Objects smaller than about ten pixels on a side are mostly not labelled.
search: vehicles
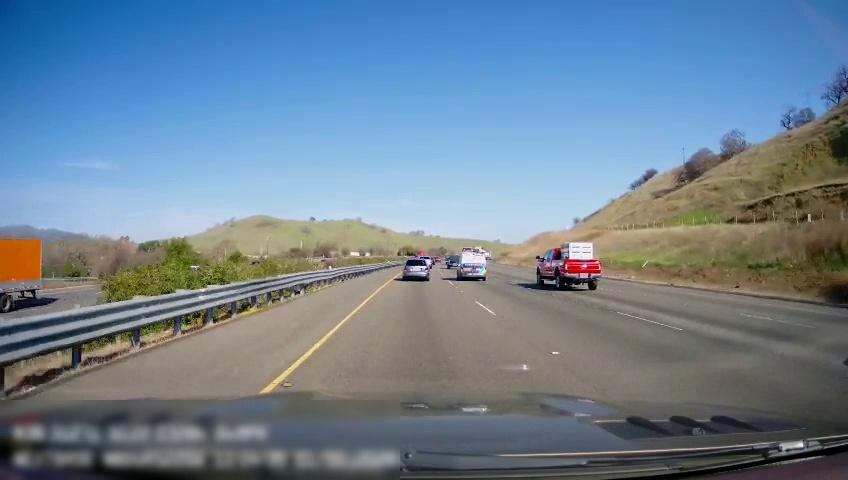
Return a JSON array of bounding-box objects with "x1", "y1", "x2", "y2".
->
[
  {"x1": 447, "y1": 255, "x2": 462, "y2": 270},
  {"x1": 403, "y1": 258, "x2": 429, "y2": 281},
  {"x1": 415, "y1": 255, "x2": 433, "y2": 270},
  {"x1": 456, "y1": 246, "x2": 488, "y2": 281},
  {"x1": 415, "y1": 250, "x2": 429, "y2": 258},
  {"x1": 0, "y1": 239, "x2": 43, "y2": 314},
  {"x1": 535, "y1": 241, "x2": 602, "y2": 291}
]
